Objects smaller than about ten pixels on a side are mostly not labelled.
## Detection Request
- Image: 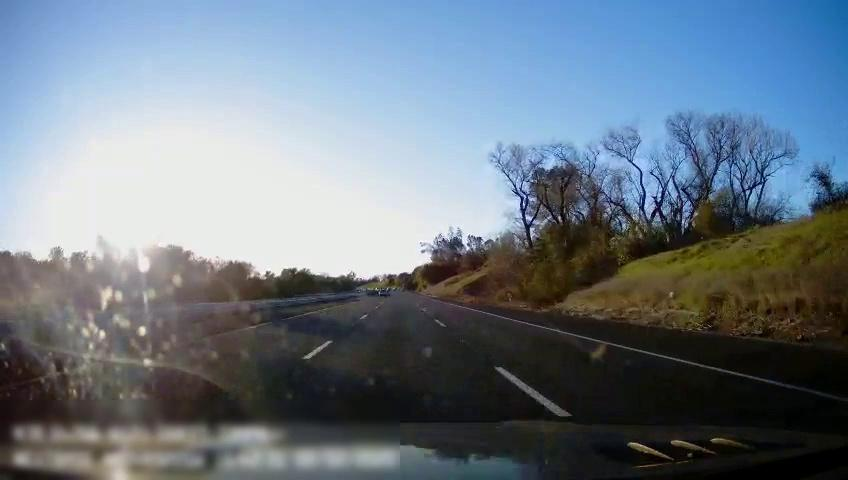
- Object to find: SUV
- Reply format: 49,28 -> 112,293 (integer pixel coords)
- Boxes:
377,288 -> 390,298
